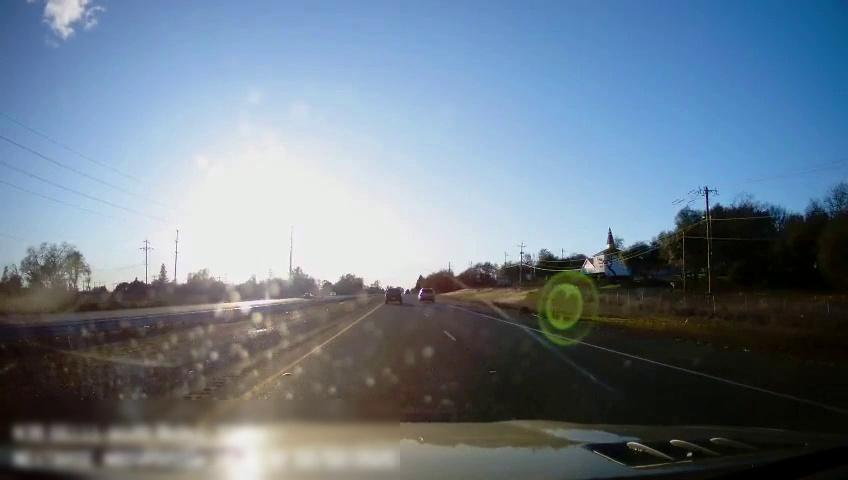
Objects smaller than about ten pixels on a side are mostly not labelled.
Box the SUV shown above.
[418,288,435,303]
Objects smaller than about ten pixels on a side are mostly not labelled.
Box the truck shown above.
[385,288,402,304]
